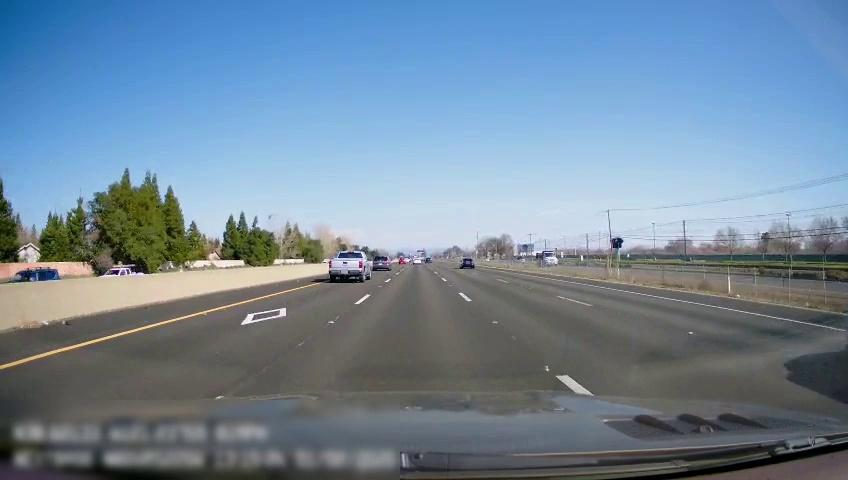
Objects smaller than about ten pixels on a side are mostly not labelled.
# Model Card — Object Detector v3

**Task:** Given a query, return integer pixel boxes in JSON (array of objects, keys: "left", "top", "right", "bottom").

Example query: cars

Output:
[{"left": 460, "top": 258, "right": 475, "bottom": 269}]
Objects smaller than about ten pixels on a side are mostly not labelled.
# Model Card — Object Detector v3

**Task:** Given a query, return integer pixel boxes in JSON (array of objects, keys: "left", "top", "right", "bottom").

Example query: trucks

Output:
[
  {"left": 535, "top": 250, "right": 559, "bottom": 268},
  {"left": 327, "top": 250, "right": 373, "bottom": 284},
  {"left": 99, "top": 267, "right": 144, "bottom": 278}
]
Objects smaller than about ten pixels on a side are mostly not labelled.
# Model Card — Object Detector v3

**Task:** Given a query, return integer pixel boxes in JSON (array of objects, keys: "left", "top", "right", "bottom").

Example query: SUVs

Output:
[
  {"left": 5, "top": 266, "right": 61, "bottom": 284},
  {"left": 372, "top": 255, "right": 391, "bottom": 272}
]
